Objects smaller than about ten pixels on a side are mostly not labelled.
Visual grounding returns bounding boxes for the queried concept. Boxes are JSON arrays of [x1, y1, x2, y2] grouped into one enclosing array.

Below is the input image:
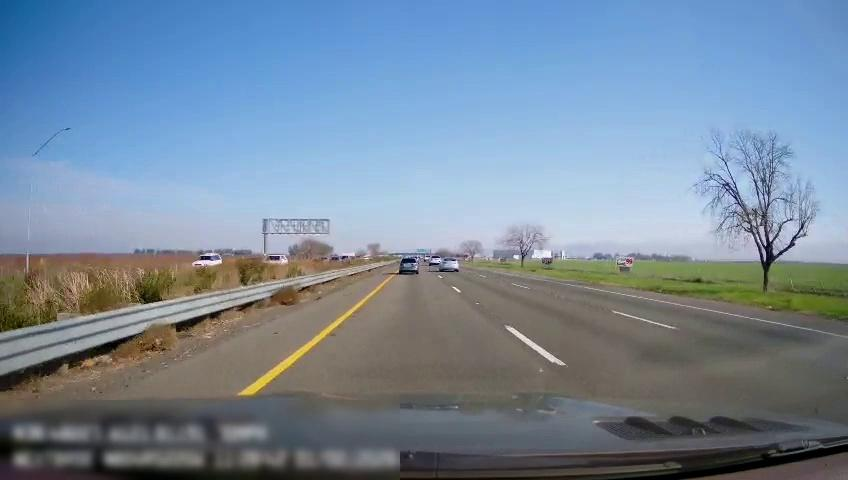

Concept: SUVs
[[398, 257, 419, 275], [191, 252, 223, 272], [429, 255, 442, 266]]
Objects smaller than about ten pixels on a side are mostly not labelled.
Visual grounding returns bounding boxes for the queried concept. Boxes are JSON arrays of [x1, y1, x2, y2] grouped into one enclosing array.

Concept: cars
[[438, 256, 459, 272], [266, 254, 289, 264]]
